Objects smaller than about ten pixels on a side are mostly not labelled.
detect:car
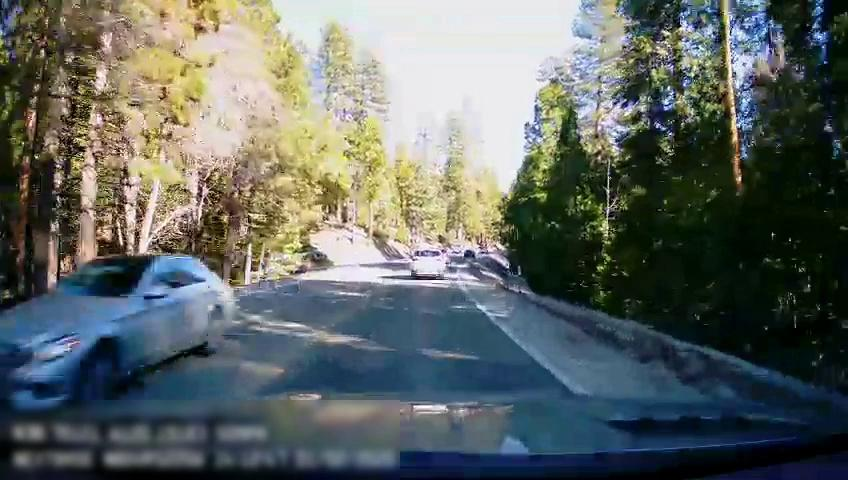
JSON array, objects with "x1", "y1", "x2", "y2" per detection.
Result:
[{"x1": 0, "y1": 253, "x2": 233, "y2": 413}]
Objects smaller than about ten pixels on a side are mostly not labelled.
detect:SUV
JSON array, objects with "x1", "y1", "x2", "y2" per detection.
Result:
[{"x1": 410, "y1": 249, "x2": 444, "y2": 280}]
